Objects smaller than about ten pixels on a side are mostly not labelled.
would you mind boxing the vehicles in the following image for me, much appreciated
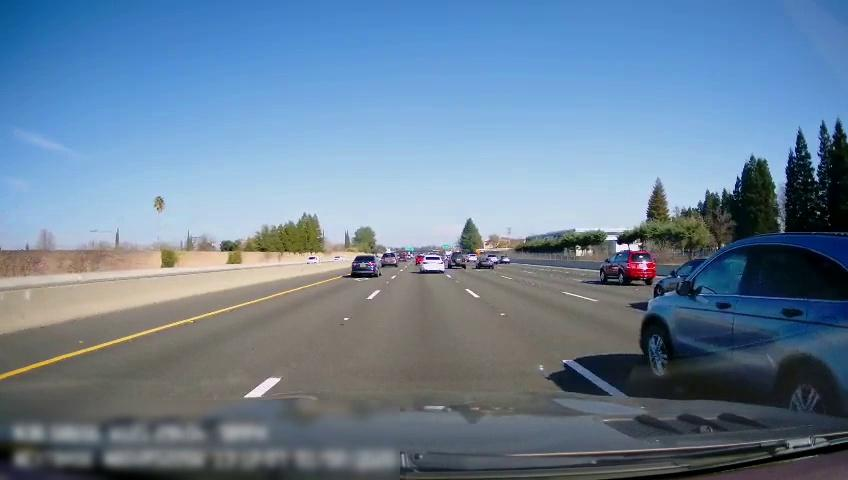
[351,255,382,278]
[419,254,445,274]
[599,249,657,286]
[445,251,467,270]
[637,230,848,420]
[415,255,427,266]
[653,257,709,299]
[497,255,511,265]
[305,255,320,265]
[463,253,478,263]
[474,256,495,270]
[484,254,498,265]
[381,252,398,268]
